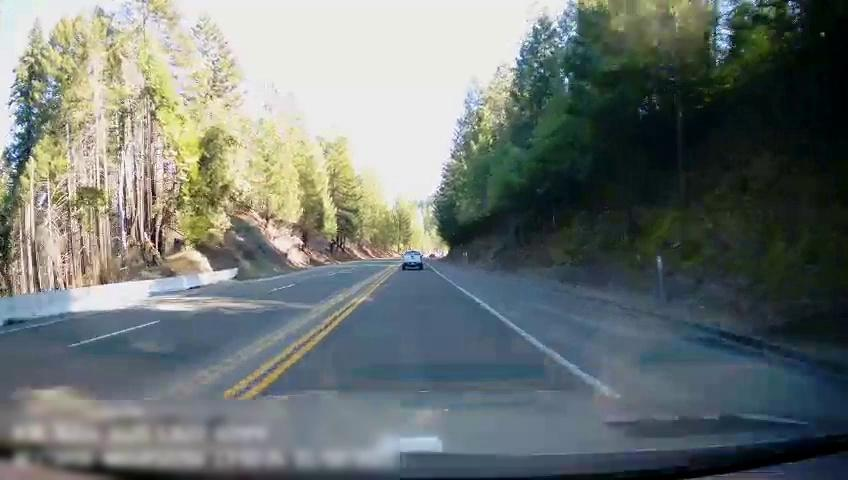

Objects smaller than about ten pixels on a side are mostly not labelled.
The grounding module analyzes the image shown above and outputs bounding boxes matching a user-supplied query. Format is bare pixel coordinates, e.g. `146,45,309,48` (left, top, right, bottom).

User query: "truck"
400,248,424,271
